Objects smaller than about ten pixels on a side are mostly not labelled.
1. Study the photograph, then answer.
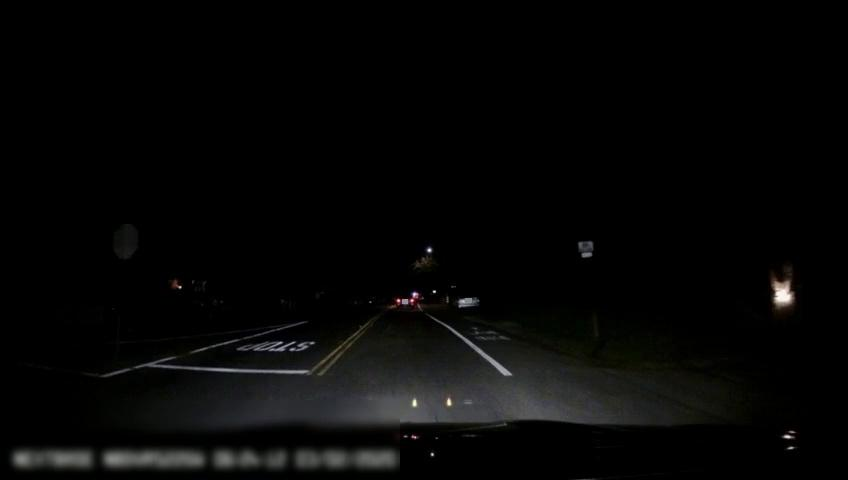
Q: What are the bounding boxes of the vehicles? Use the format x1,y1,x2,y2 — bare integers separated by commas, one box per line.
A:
452,290,480,310
392,289,423,318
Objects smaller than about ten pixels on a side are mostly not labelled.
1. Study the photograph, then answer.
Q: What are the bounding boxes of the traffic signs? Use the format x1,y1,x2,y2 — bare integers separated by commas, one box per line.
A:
577,241,595,260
